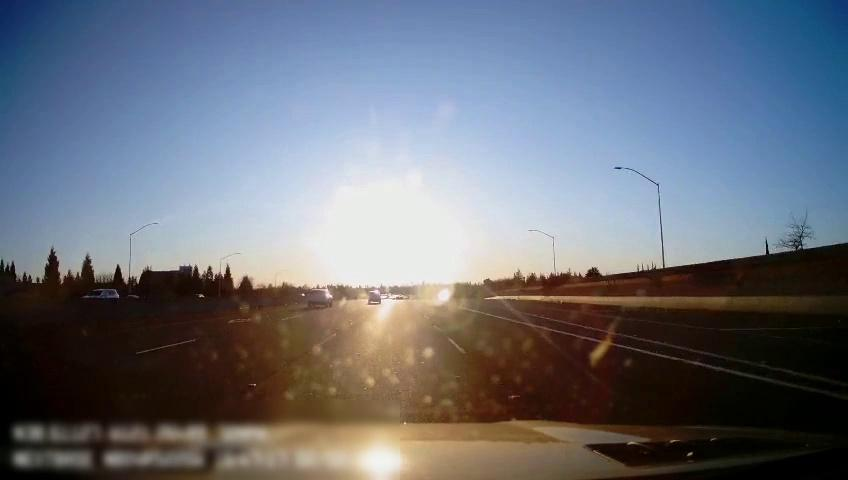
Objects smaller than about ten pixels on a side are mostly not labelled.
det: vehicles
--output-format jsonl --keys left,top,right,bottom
{"left": 82, "top": 289, "right": 119, "bottom": 299}
{"left": 193, "top": 293, "right": 206, "bottom": 298}
{"left": 126, "top": 294, "right": 141, "bottom": 299}
{"left": 307, "top": 290, "right": 333, "bottom": 307}
{"left": 368, "top": 292, "right": 381, "bottom": 304}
